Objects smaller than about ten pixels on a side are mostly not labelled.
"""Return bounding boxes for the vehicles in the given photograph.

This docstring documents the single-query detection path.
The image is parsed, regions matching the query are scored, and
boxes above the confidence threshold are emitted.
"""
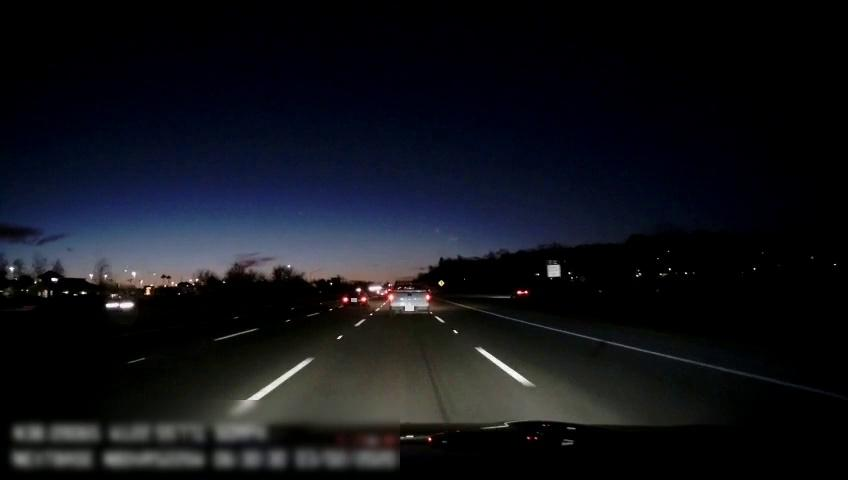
[387,284,431,317]
[509,286,530,298]
[341,289,371,317]
[104,299,135,311]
